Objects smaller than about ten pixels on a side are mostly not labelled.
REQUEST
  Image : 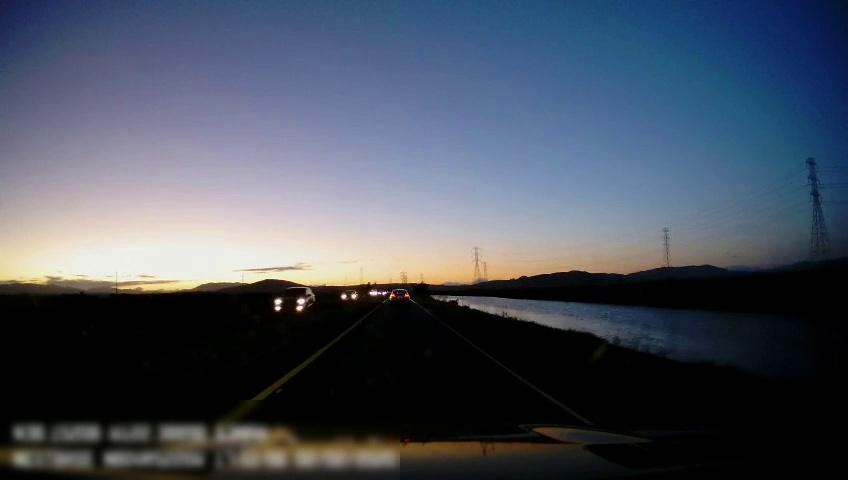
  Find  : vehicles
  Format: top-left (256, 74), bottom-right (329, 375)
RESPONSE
top-left (272, 286), bottom-right (316, 313)
top-left (390, 288), bottom-right (411, 305)
top-left (340, 289), bottom-right (359, 302)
